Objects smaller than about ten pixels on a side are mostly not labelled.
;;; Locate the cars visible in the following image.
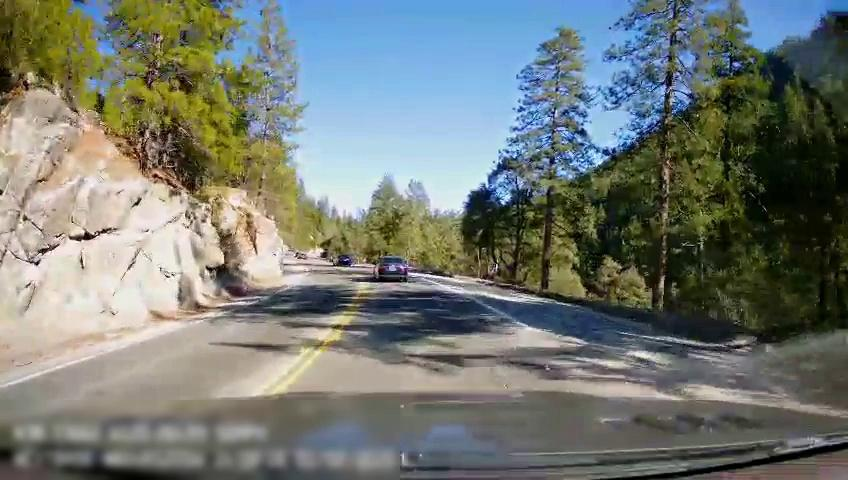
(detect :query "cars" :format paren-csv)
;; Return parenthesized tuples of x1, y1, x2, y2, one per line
(328, 253, 353, 268)
(373, 255, 410, 283)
